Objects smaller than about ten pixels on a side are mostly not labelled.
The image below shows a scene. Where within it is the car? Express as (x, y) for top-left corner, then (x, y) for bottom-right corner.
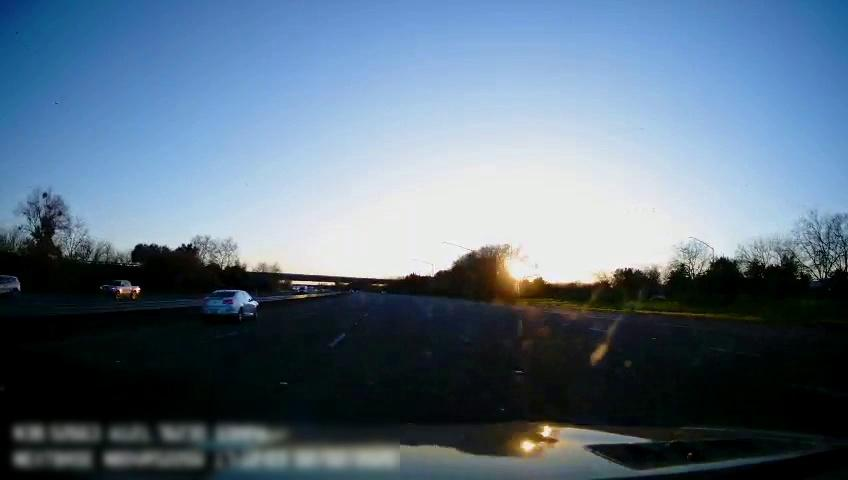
(200, 289), (260, 323)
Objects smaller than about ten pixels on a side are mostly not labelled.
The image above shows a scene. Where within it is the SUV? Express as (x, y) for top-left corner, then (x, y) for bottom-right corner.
(0, 275), (21, 299)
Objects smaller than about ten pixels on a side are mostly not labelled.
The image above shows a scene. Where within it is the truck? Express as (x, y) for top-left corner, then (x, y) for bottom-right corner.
(99, 280), (140, 300)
